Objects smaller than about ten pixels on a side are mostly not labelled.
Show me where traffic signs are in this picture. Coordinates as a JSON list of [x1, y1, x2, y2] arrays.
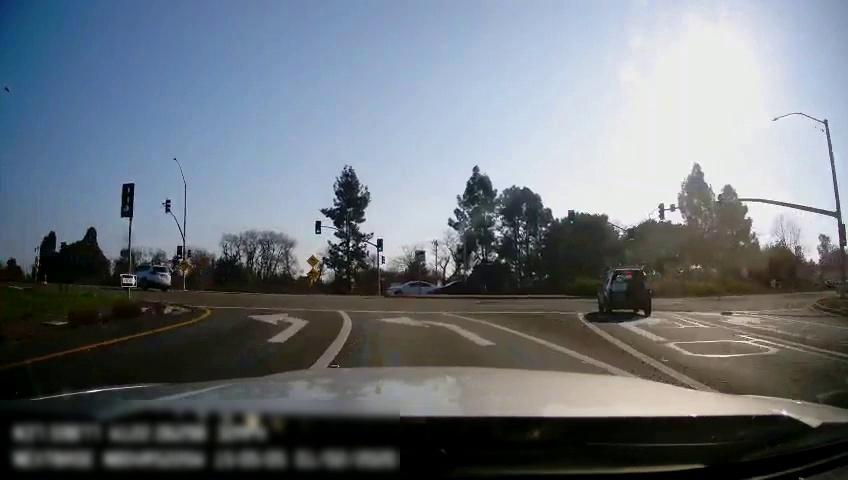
[[306, 255, 319, 268], [306, 269, 317, 282], [414, 250, 427, 262], [179, 260, 189, 272], [119, 273, 137, 288]]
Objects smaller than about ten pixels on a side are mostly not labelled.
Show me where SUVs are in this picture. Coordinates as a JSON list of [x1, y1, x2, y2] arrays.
[[598, 269, 652, 319], [135, 263, 172, 289]]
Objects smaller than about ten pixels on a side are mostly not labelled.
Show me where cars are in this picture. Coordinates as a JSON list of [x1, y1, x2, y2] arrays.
[[384, 280, 436, 296], [431, 279, 476, 295]]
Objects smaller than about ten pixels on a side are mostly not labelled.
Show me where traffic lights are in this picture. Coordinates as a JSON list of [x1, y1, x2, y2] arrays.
[[121, 184, 134, 218], [839, 224, 847, 247], [165, 199, 172, 214], [377, 238, 384, 252], [315, 220, 322, 235], [567, 209, 575, 225], [658, 203, 666, 220], [176, 244, 184, 259], [380, 255, 387, 266]]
